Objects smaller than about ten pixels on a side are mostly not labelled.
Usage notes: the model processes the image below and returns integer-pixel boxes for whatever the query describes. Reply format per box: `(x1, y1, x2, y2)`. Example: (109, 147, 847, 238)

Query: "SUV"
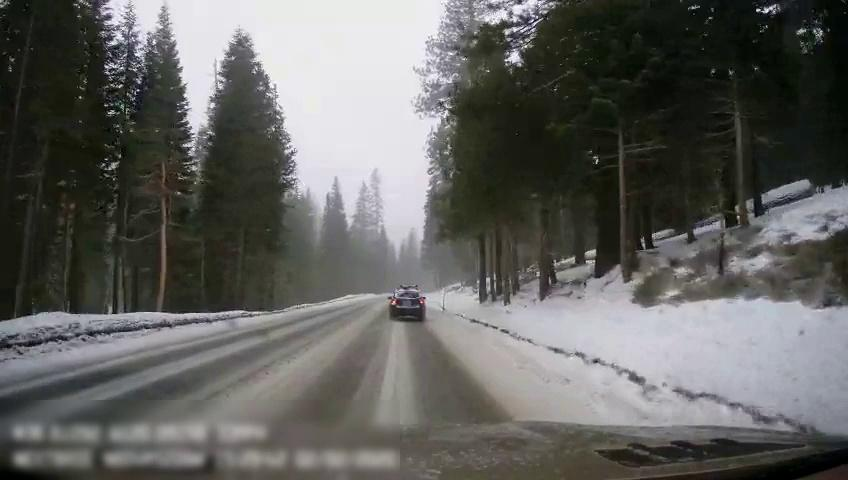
(387, 284, 427, 322)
